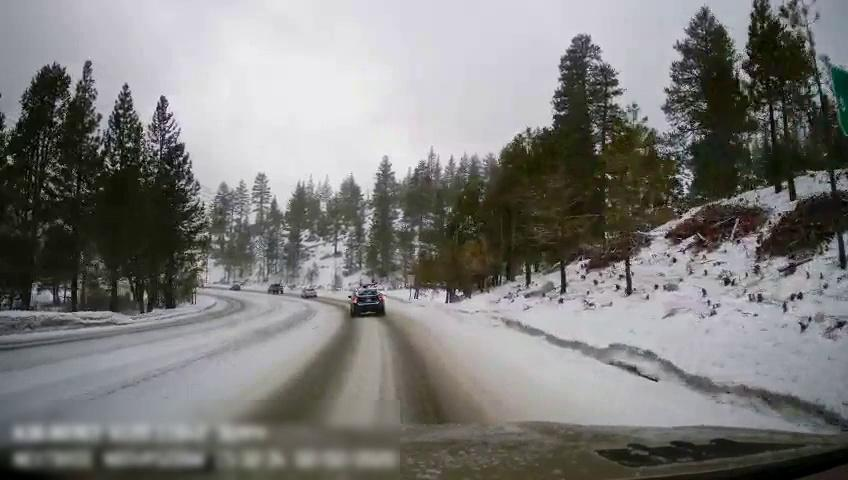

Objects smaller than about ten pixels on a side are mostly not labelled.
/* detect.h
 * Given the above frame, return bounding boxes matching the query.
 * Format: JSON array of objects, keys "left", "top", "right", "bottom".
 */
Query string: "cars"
[
  {"left": 300, "top": 288, "right": 317, "bottom": 299},
  {"left": 347, "top": 284, "right": 386, "bottom": 318}
]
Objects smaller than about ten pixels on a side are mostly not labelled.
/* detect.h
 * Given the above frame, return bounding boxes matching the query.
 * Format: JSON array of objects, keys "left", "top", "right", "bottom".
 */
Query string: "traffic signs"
[{"left": 829, "top": 64, "right": 848, "bottom": 138}]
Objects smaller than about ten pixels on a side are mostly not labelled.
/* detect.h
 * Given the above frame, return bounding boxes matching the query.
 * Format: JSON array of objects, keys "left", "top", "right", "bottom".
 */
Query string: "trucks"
[{"left": 267, "top": 283, "right": 284, "bottom": 295}]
